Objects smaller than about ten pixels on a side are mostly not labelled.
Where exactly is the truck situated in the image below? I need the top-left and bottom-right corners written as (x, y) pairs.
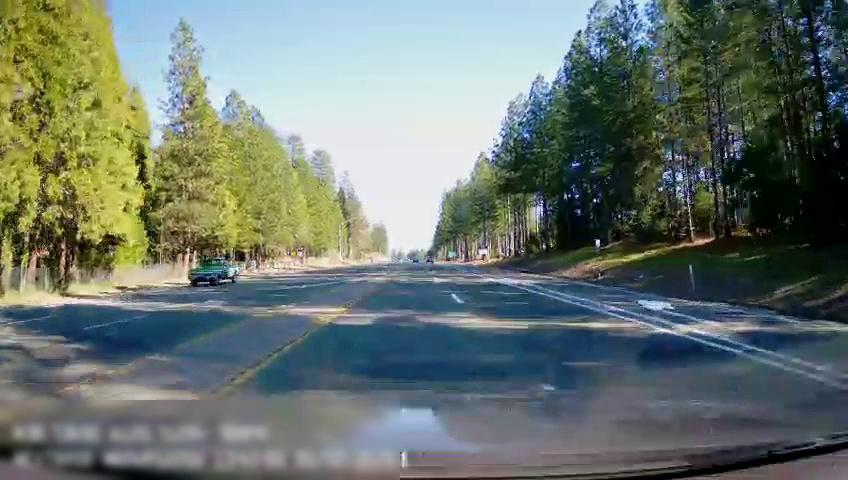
top-left (188, 256), bottom-right (241, 287)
